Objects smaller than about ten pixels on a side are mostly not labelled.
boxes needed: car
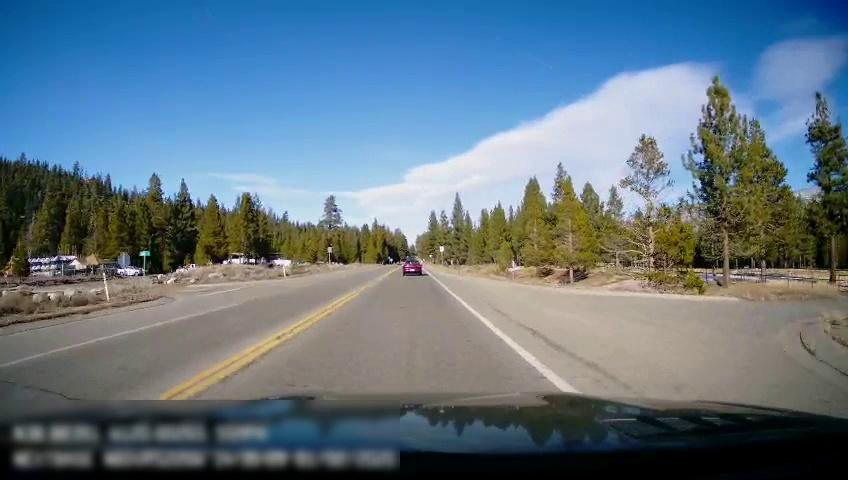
[402,258,423,277]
